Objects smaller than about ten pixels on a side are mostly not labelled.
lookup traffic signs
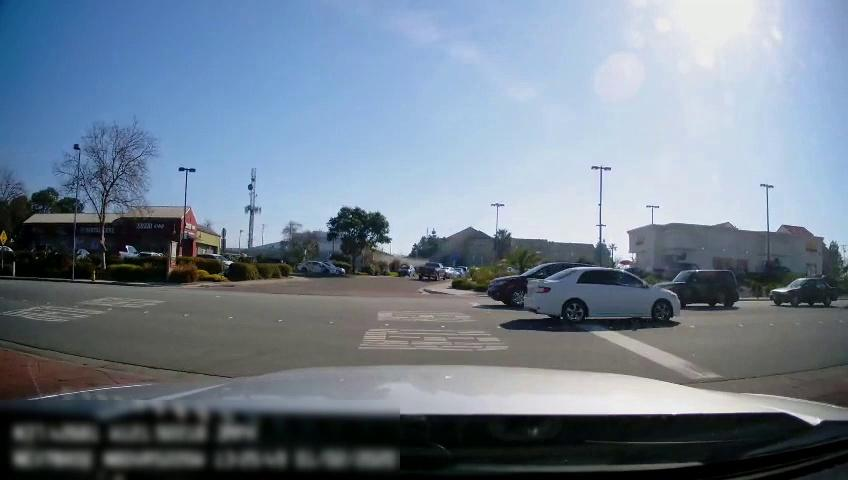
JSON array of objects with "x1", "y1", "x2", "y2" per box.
[{"x1": 0, "y1": 230, "x2": 9, "y2": 245}]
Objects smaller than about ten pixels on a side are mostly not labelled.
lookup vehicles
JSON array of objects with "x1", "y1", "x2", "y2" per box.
[
  {"x1": 650, "y1": 270, "x2": 739, "y2": 311},
  {"x1": 487, "y1": 263, "x2": 603, "y2": 310},
  {"x1": 444, "y1": 267, "x2": 459, "y2": 280},
  {"x1": 399, "y1": 265, "x2": 416, "y2": 278},
  {"x1": 525, "y1": 267, "x2": 681, "y2": 326},
  {"x1": 768, "y1": 278, "x2": 841, "y2": 309},
  {"x1": 416, "y1": 263, "x2": 447, "y2": 281}
]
